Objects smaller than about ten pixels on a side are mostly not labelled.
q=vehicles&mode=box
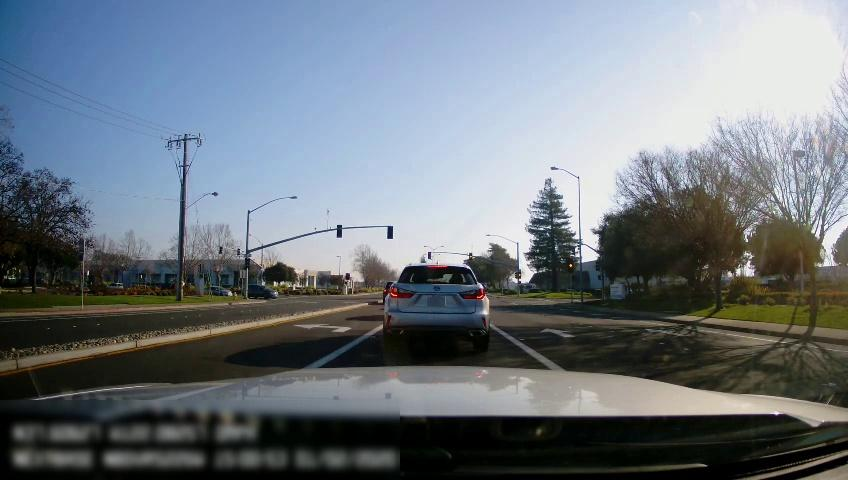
[241,285,278,300]
[382,280,396,305]
[204,285,233,297]
[383,263,490,351]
